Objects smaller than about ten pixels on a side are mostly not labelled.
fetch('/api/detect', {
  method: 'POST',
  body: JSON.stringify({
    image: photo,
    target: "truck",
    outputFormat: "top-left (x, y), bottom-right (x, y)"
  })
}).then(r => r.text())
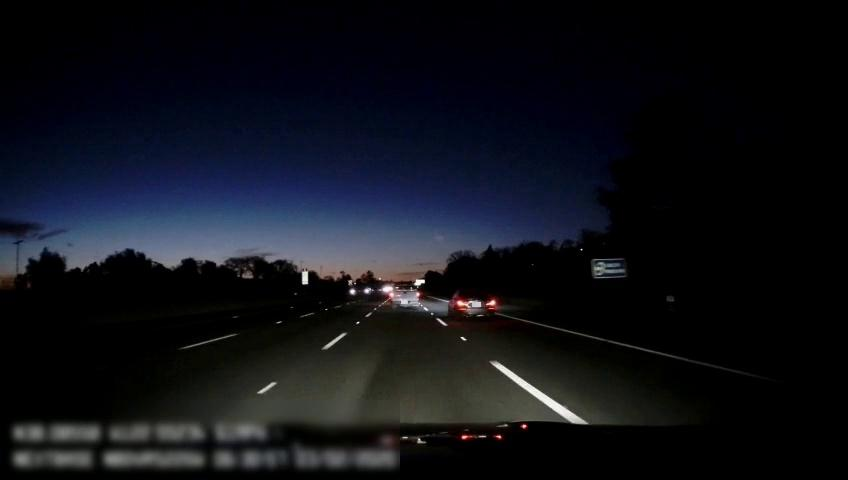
top-left (391, 279), bottom-right (421, 311)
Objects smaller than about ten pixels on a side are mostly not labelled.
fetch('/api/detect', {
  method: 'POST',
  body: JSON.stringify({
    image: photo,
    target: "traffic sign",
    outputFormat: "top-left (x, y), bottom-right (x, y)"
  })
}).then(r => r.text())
top-left (590, 258), bottom-right (629, 278)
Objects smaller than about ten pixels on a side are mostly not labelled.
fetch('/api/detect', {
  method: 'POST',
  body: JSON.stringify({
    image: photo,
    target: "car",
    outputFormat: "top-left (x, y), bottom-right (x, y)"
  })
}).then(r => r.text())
top-left (447, 285), bottom-right (497, 322)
